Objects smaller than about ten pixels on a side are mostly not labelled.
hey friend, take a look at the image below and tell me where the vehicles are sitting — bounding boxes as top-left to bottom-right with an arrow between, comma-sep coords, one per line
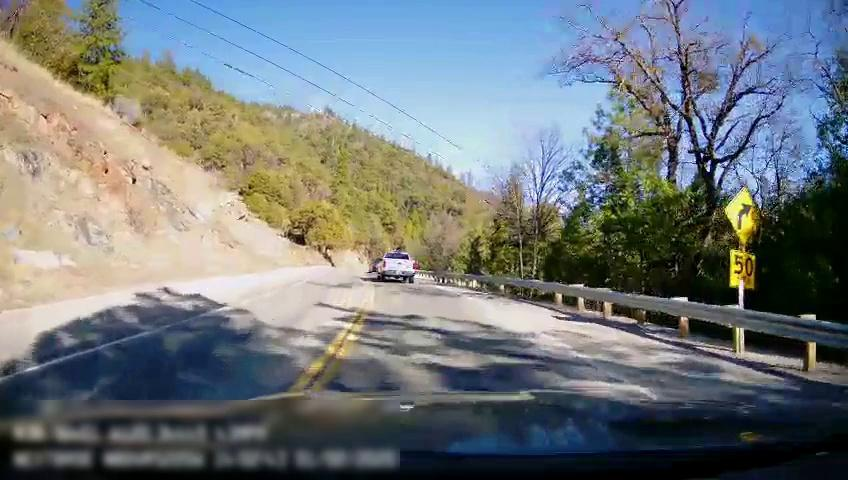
368,258 -> 381,274
378,250 -> 416,282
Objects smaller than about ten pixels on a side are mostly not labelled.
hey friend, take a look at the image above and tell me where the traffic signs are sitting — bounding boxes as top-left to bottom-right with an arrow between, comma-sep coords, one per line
724,187 -> 764,244
730,250 -> 756,290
